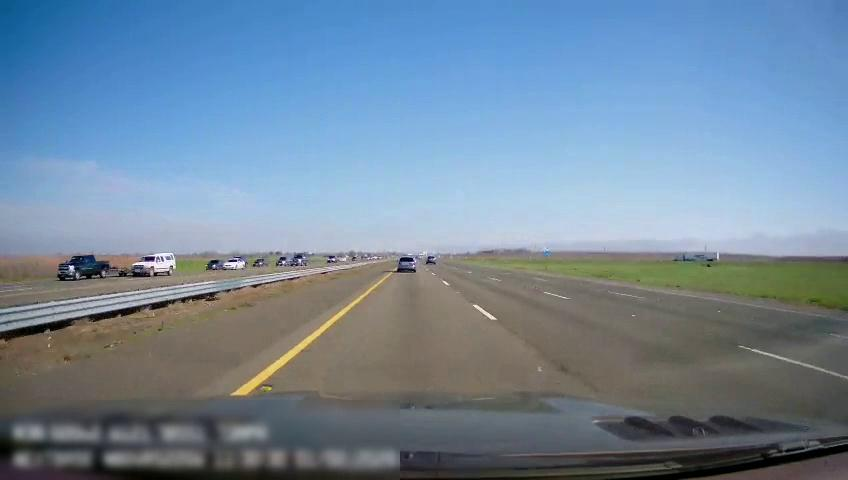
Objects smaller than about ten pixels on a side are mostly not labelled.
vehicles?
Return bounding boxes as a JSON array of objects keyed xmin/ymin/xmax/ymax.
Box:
[
  {"xmin": 252, "ymin": 258, "xmax": 269, "ymax": 268},
  {"xmin": 327, "ymin": 255, "xmax": 338, "ymax": 264},
  {"xmin": 426, "ymin": 256, "xmax": 436, "ymax": 265},
  {"xmin": 57, "ymin": 255, "xmax": 129, "ymax": 281},
  {"xmin": 289, "ymin": 253, "xmax": 309, "ymax": 267},
  {"xmin": 397, "ymin": 255, "xmax": 416, "ymax": 272},
  {"xmin": 222, "ymin": 257, "xmax": 246, "ymax": 271},
  {"xmin": 205, "ymin": 259, "xmax": 226, "ymax": 271},
  {"xmin": 131, "ymin": 253, "xmax": 176, "ymax": 277},
  {"xmin": 276, "ymin": 257, "xmax": 290, "ymax": 267}
]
